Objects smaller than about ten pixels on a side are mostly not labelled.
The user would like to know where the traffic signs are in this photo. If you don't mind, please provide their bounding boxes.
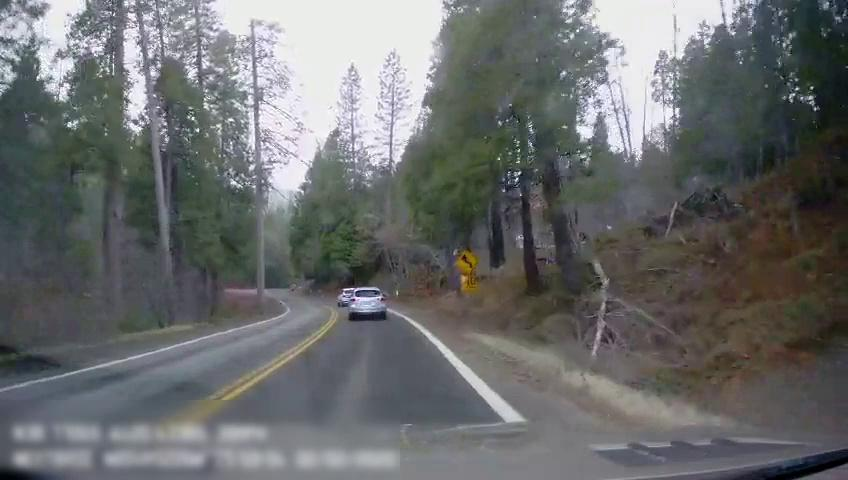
[456,250,479,274]
[461,275,479,292]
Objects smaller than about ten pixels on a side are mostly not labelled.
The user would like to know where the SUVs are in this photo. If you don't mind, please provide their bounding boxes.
[337,288,355,307]
[347,287,387,320]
